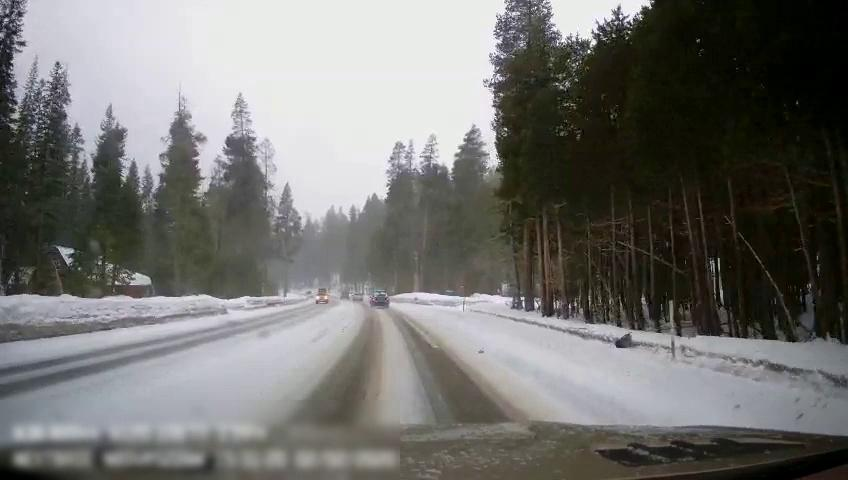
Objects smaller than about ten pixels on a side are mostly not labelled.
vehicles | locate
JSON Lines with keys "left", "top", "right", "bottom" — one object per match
{"left": 369, "top": 289, "right": 389, "bottom": 308}
{"left": 315, "top": 288, "right": 329, "bottom": 305}
{"left": 352, "top": 294, "right": 363, "bottom": 302}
